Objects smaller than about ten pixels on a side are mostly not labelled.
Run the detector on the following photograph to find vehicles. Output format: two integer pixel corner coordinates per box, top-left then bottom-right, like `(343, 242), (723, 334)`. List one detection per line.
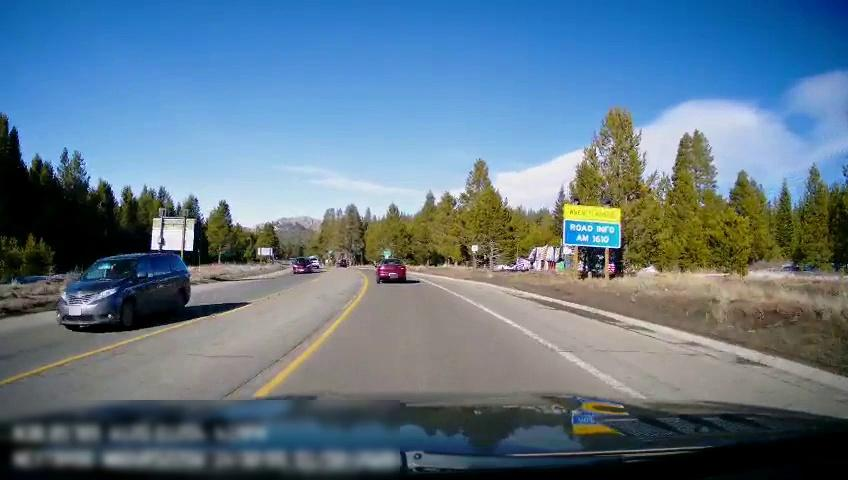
(293, 257), (314, 275)
(307, 258), (319, 269)
(374, 258), (407, 284)
(55, 251), (193, 331)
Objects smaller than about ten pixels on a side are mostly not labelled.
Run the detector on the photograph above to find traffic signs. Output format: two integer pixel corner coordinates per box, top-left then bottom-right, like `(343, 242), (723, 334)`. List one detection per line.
(151, 217), (195, 252)
(563, 203), (622, 250)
